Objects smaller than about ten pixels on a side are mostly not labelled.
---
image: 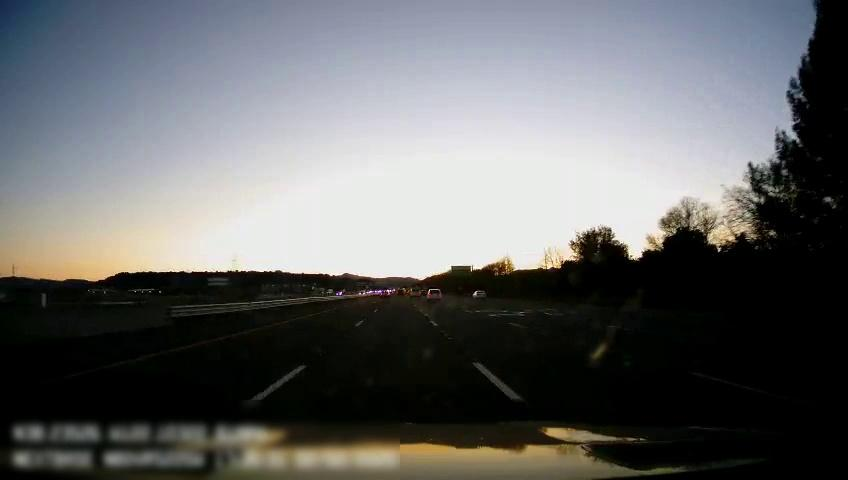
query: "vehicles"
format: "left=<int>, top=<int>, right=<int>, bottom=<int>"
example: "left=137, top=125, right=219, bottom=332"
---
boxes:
left=409, top=287, right=421, bottom=299
left=426, top=288, right=442, bottom=303
left=472, top=290, right=487, bottom=300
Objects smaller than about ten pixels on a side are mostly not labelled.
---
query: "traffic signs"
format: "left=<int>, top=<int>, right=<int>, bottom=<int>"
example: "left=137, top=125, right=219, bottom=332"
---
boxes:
left=450, top=264, right=472, bottom=279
